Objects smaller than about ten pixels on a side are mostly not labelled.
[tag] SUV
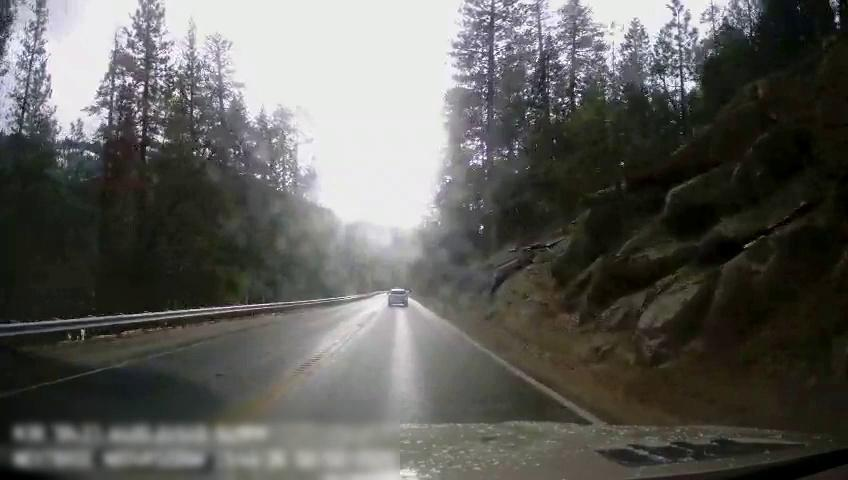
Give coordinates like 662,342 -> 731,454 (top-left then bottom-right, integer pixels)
387,288 -> 409,307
